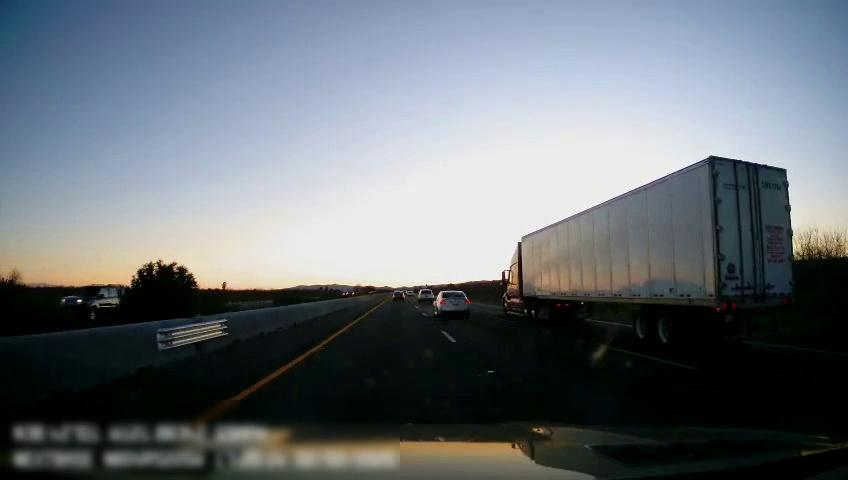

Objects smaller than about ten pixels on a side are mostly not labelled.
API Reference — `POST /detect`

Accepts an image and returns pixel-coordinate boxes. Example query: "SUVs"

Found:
[391,290,405,302]
[416,288,435,303]
[59,285,120,322]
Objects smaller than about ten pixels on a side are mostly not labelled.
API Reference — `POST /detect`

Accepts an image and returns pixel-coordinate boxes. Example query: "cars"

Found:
[431,289,471,318]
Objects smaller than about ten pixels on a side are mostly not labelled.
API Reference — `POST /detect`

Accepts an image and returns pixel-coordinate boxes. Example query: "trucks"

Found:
[500,153,798,354]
